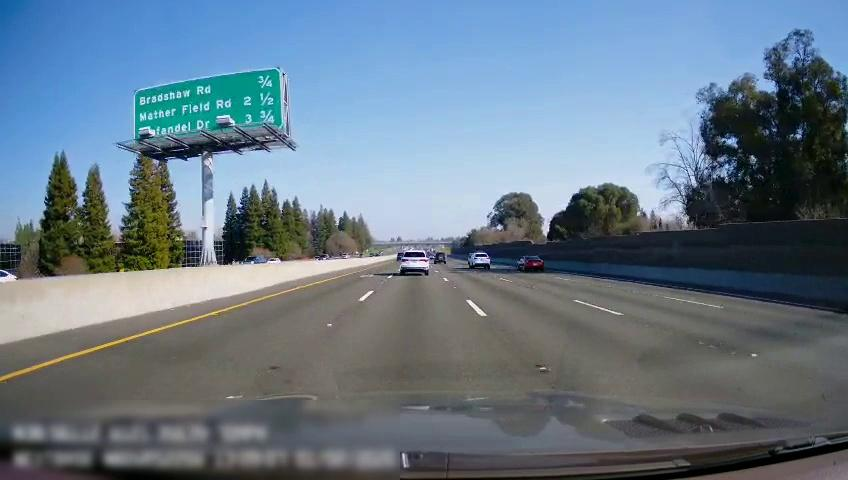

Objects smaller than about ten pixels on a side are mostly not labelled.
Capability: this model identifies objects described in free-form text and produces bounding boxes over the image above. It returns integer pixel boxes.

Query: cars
[0,270,17,282]
[516,254,546,272]
[266,258,281,264]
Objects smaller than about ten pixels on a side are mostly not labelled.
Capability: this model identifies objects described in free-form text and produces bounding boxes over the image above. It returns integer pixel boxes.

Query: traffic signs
[134,68,284,140]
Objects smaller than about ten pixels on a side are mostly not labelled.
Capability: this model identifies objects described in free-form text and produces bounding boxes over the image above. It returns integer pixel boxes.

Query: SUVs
[399,250,430,275]
[239,255,265,265]
[432,251,447,265]
[467,252,491,270]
